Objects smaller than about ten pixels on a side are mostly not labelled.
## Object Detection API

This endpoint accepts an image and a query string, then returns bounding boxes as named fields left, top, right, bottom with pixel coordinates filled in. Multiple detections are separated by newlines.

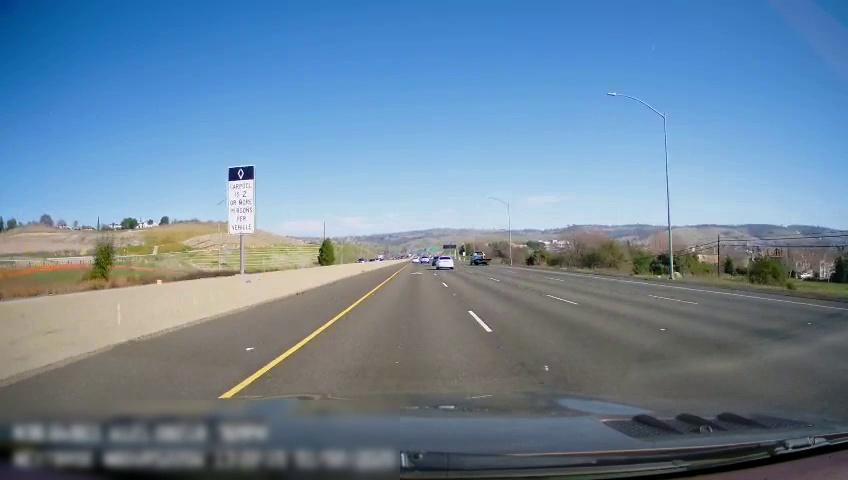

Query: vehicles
left=469, top=252, right=489, bottom=266
left=436, top=255, right=454, bottom=269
